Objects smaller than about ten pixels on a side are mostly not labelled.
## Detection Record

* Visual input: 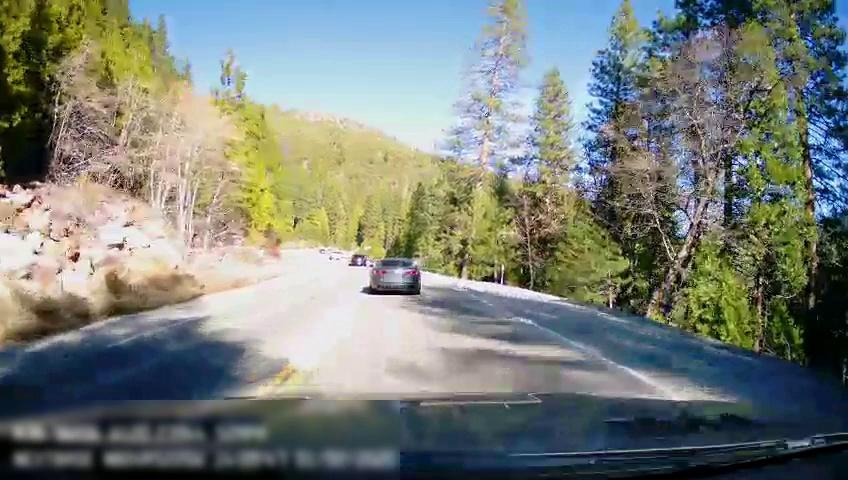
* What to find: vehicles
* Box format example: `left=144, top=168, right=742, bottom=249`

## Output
left=369, top=259, right=421, bottom=296
left=327, top=252, right=341, bottom=261
left=351, top=253, right=366, bottom=266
